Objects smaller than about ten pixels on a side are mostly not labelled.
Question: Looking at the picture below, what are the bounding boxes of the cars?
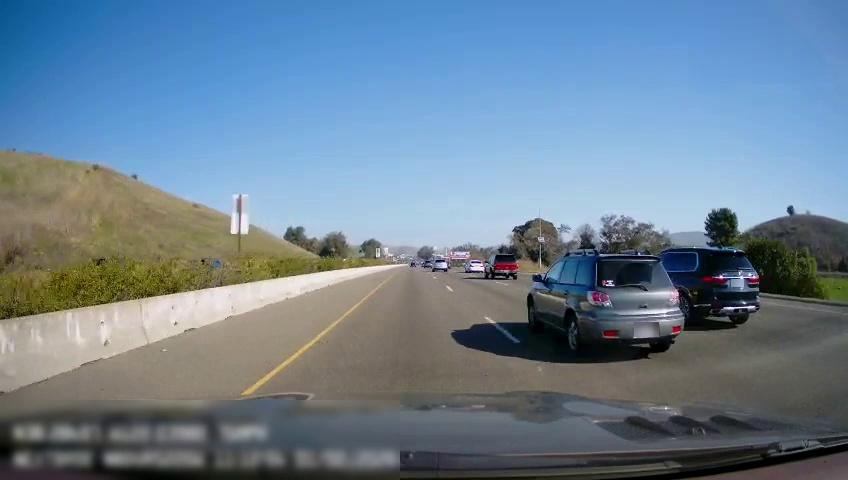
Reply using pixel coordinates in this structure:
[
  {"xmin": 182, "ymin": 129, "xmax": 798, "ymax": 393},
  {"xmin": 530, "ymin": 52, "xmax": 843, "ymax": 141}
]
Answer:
[
  {"xmin": 431, "ymin": 258, "xmax": 448, "ymax": 272},
  {"xmin": 465, "ymin": 259, "xmax": 484, "ymax": 273}
]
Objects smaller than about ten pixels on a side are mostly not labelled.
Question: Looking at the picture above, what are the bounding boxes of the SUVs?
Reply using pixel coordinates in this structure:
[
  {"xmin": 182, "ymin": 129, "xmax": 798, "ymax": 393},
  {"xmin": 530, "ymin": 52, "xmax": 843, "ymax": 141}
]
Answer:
[
  {"xmin": 655, "ymin": 249, "xmax": 762, "ymax": 325},
  {"xmin": 527, "ymin": 251, "xmax": 684, "ymax": 357},
  {"xmin": 483, "ymin": 255, "xmax": 519, "ymax": 280}
]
